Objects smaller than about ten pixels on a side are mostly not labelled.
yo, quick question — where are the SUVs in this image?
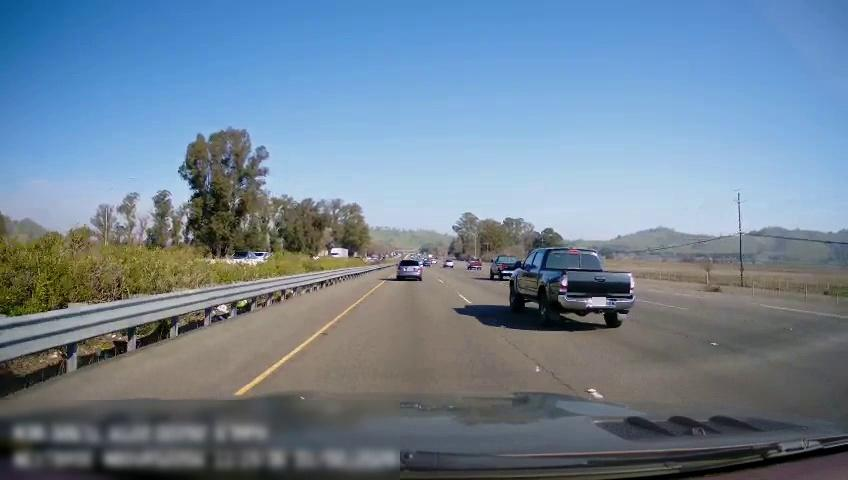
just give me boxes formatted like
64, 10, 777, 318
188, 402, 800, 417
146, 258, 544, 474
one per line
443, 259, 454, 269
395, 259, 423, 282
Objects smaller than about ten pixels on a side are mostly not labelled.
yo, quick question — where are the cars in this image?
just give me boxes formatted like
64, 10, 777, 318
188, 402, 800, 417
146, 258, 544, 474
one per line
229, 250, 257, 261
252, 251, 274, 261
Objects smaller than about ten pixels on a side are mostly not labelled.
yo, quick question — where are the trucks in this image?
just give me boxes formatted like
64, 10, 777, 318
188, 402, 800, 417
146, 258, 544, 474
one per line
489, 254, 524, 281
508, 246, 637, 330
329, 247, 349, 258
467, 257, 482, 270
